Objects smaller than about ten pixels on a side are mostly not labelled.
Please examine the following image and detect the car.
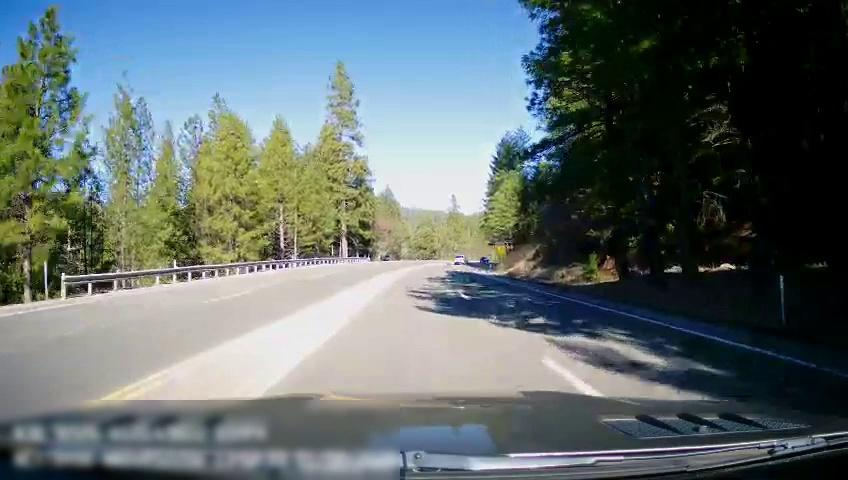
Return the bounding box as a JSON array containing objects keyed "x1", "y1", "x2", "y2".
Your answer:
[{"x1": 479, "y1": 255, "x2": 491, "y2": 264}]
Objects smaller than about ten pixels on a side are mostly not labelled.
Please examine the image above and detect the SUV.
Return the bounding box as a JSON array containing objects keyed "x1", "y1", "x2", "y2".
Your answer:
[{"x1": 454, "y1": 254, "x2": 469, "y2": 265}]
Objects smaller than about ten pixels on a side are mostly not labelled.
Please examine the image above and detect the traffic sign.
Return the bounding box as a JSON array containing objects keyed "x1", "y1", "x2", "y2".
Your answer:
[{"x1": 495, "y1": 245, "x2": 507, "y2": 256}]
